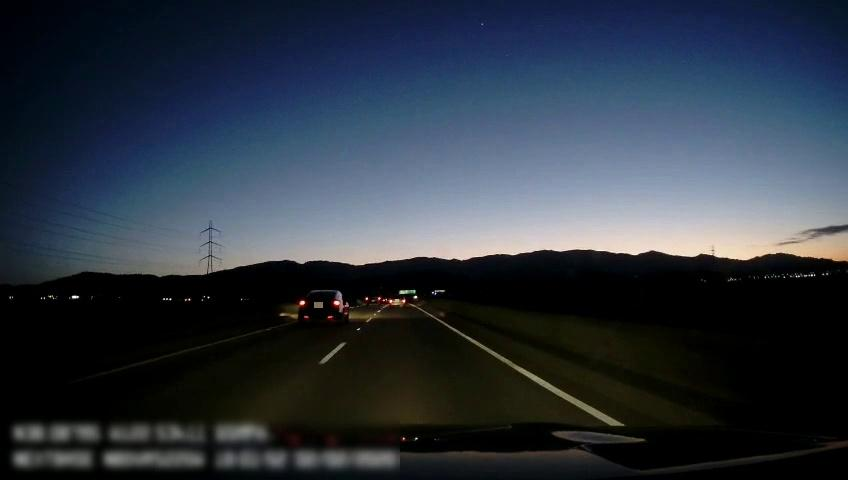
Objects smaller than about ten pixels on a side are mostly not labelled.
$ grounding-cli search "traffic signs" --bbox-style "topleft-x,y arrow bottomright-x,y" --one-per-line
399,289 -> 417,295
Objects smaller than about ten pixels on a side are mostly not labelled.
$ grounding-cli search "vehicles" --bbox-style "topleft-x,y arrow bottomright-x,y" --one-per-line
365,292 -> 383,307
298,289 -> 349,329
389,295 -> 408,309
